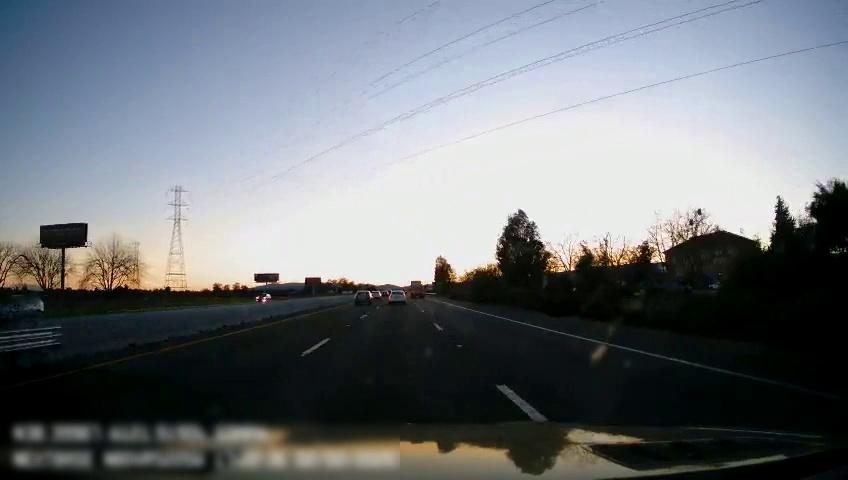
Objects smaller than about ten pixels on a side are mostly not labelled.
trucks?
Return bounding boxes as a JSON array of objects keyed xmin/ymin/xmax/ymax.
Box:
[{"xmin": 409, "ymin": 281, "xmax": 426, "ymax": 300}]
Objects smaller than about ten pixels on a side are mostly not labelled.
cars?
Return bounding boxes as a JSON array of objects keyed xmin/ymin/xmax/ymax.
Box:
[
  {"xmin": 370, "ymin": 290, "xmax": 382, "ymax": 299},
  {"xmin": 387, "ymin": 289, "xmax": 407, "ymax": 306},
  {"xmin": 353, "ymin": 290, "xmax": 375, "ymax": 306}
]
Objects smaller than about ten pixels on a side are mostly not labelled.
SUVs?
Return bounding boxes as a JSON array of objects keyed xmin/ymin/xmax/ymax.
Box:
[
  {"xmin": 0, "ymin": 293, "xmax": 45, "ymax": 321},
  {"xmin": 255, "ymin": 292, "xmax": 272, "ymax": 303}
]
